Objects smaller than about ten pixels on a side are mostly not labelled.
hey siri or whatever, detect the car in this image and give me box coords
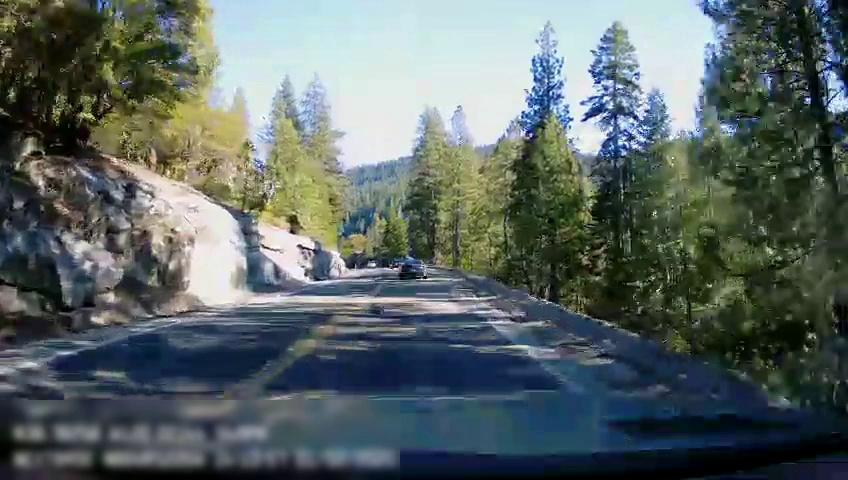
[398,260,425,280]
